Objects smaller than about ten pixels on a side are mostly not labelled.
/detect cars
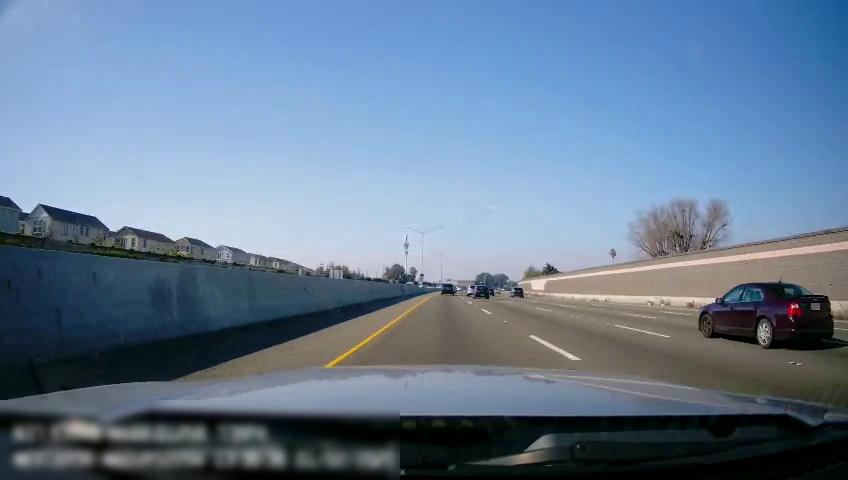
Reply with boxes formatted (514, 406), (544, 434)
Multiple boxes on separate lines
(698, 282), (834, 349)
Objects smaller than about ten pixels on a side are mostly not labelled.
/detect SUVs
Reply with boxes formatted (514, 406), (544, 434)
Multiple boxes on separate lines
(512, 287), (524, 298)
(472, 285), (490, 299)
(440, 283), (455, 296)
(466, 285), (476, 296)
